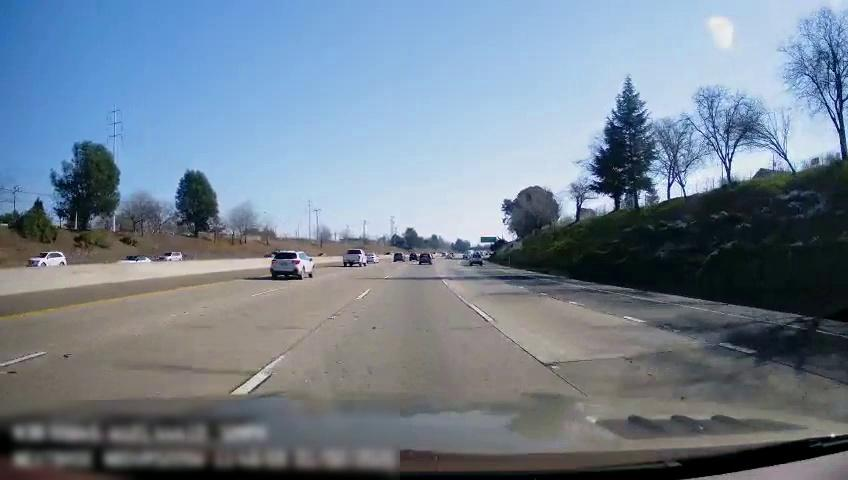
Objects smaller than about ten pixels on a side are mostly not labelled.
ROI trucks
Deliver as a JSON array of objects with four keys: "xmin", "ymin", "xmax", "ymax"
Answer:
[{"xmin": 342, "ymin": 248, "xmax": 369, "ymax": 268}]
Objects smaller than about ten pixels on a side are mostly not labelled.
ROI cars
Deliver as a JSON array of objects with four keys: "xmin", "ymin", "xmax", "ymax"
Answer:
[{"xmin": 119, "ymin": 255, "xmax": 152, "ymax": 265}]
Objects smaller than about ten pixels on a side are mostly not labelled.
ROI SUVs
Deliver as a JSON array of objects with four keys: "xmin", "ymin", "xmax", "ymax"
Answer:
[
  {"xmin": 470, "ymin": 253, "xmax": 484, "ymax": 266},
  {"xmin": 158, "ymin": 252, "xmax": 184, "ymax": 263},
  {"xmin": 269, "ymin": 250, "xmax": 316, "ymax": 281},
  {"xmin": 392, "ymin": 252, "xmax": 406, "ymax": 263},
  {"xmin": 28, "ymin": 252, "xmax": 66, "ymax": 268},
  {"xmin": 418, "ymin": 252, "xmax": 433, "ymax": 265}
]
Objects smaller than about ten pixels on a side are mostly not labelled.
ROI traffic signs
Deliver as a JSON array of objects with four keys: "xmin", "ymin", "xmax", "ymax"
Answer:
[{"xmin": 479, "ymin": 235, "xmax": 494, "ymax": 244}]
